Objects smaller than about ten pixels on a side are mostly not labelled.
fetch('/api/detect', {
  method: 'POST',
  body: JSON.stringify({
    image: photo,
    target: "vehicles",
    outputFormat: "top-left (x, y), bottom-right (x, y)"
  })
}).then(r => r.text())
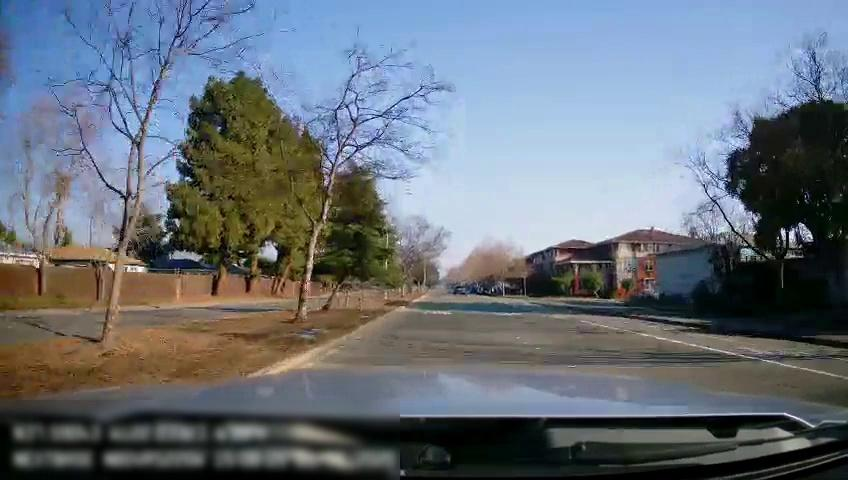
top-left (479, 287), bottom-right (492, 296)
top-left (455, 284), bottom-right (467, 295)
